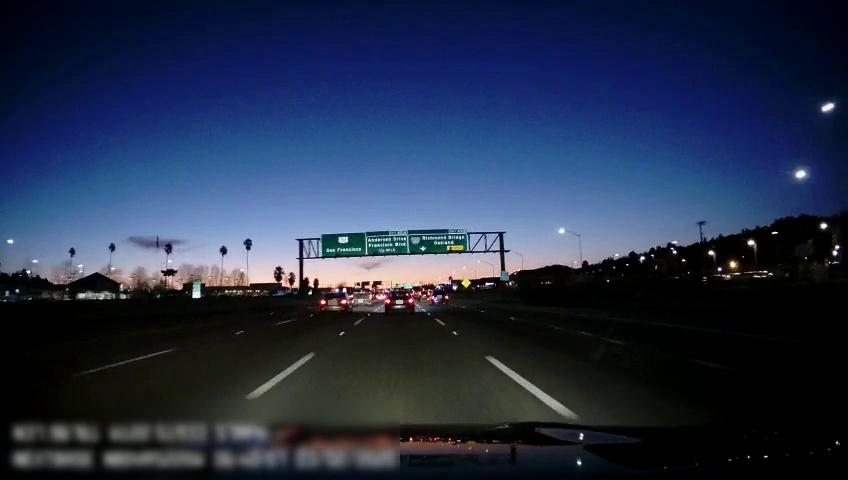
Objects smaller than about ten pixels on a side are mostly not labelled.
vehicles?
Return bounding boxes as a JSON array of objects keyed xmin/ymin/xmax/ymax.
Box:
[
  {"xmin": 320, "ymin": 292, "xmax": 353, "ymax": 315},
  {"xmin": 429, "ymin": 290, "xmax": 449, "ymax": 305},
  {"xmin": 417, "ymin": 291, "xmax": 431, "ymax": 302},
  {"xmin": 351, "ymin": 287, "xmax": 374, "ymax": 307},
  {"xmin": 385, "ymin": 291, "xmax": 415, "ymax": 315},
  {"xmin": 265, "ymin": 290, "xmax": 284, "ymax": 297}
]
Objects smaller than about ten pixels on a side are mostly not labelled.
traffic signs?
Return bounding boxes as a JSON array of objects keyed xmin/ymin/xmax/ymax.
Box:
[
  {"xmin": 500, "ymin": 271, "xmax": 509, "ymax": 282},
  {"xmin": 367, "ymin": 231, "xmax": 408, "ymax": 255},
  {"xmin": 321, "ymin": 232, "xmax": 366, "ymax": 256},
  {"xmin": 408, "ymin": 229, "xmax": 468, "ymax": 254},
  {"xmin": 461, "ymin": 278, "xmax": 471, "ymax": 288}
]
